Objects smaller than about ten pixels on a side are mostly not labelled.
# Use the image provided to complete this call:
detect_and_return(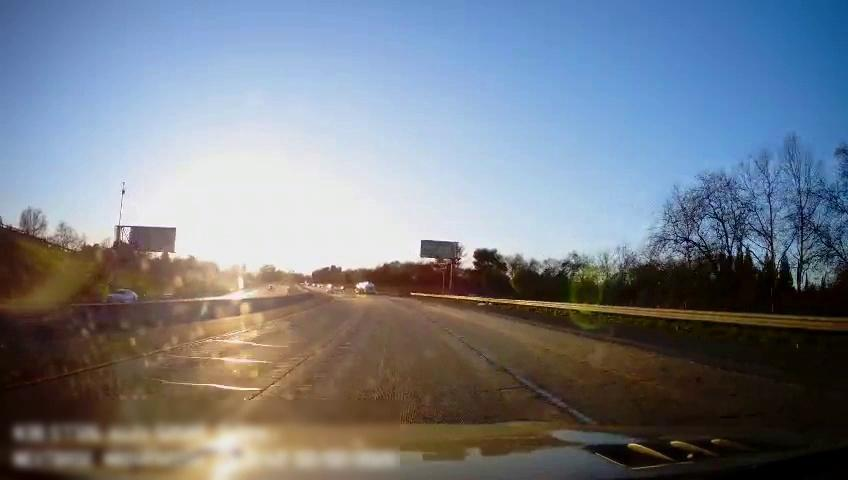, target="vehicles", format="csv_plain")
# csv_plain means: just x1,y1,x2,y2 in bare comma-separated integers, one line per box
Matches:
355,282,376,295
106,288,138,304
